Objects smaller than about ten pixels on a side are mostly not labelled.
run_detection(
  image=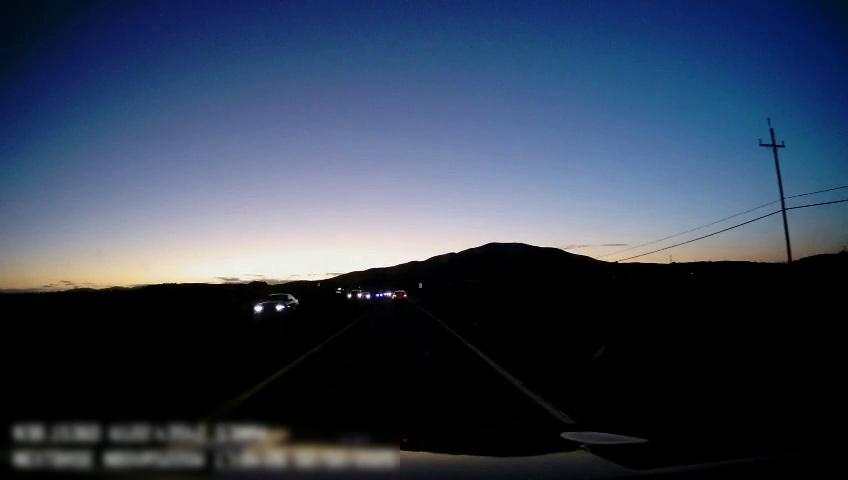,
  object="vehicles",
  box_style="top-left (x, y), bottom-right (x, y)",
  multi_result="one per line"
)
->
top-left (346, 289), bottom-right (364, 300)
top-left (391, 291), bottom-right (408, 303)
top-left (252, 293), bottom-right (299, 315)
